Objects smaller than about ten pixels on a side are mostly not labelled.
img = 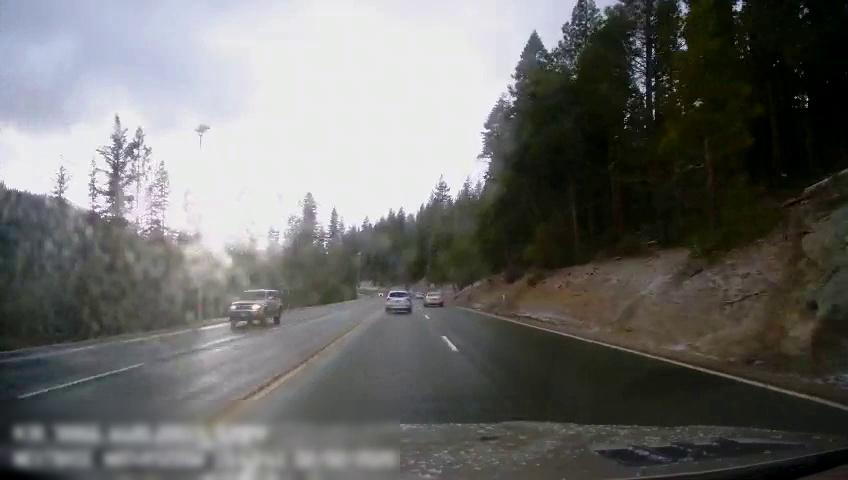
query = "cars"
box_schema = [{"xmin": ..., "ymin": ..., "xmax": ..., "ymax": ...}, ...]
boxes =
[{"xmin": 424, "ymin": 291, "xmax": 443, "ymax": 307}]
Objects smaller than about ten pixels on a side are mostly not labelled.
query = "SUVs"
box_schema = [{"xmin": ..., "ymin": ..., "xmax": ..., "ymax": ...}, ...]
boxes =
[
  {"xmin": 229, "ymin": 290, "xmax": 284, "ymax": 328},
  {"xmin": 385, "ymin": 290, "xmax": 412, "ymax": 313}
]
